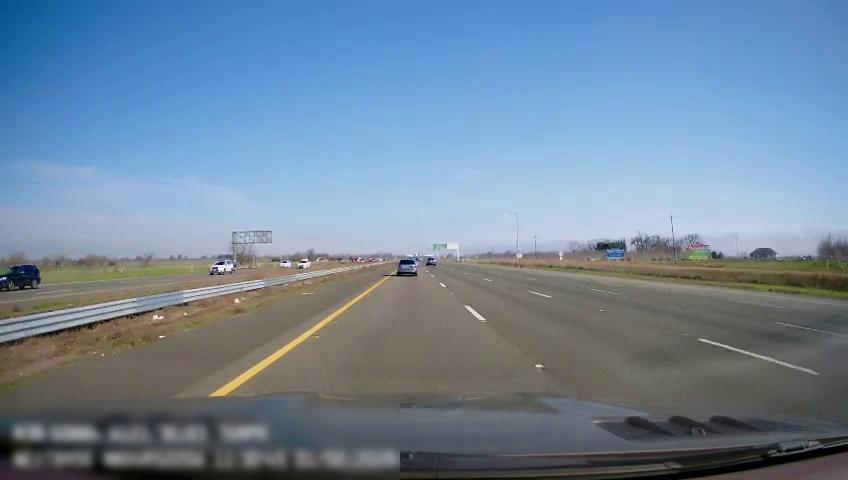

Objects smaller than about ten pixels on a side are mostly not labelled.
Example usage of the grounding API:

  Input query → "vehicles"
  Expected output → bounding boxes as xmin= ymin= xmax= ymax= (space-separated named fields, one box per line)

xmin=296 ymin=260 xmax=311 ymax=270
xmin=397 ymin=258 xmax=418 ymax=276
xmin=426 ymin=257 xmax=436 ymax=266
xmin=0 ymin=265 xmax=42 ymax=292
xmin=230 ymin=260 xmax=238 ymax=271
xmin=209 ymin=260 xmax=234 ymax=276
xmin=280 ymin=260 xmax=292 ymax=269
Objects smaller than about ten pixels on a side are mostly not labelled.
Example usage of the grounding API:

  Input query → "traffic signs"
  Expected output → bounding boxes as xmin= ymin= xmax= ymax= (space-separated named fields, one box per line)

xmin=432 ymin=243 xmax=448 ymax=250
